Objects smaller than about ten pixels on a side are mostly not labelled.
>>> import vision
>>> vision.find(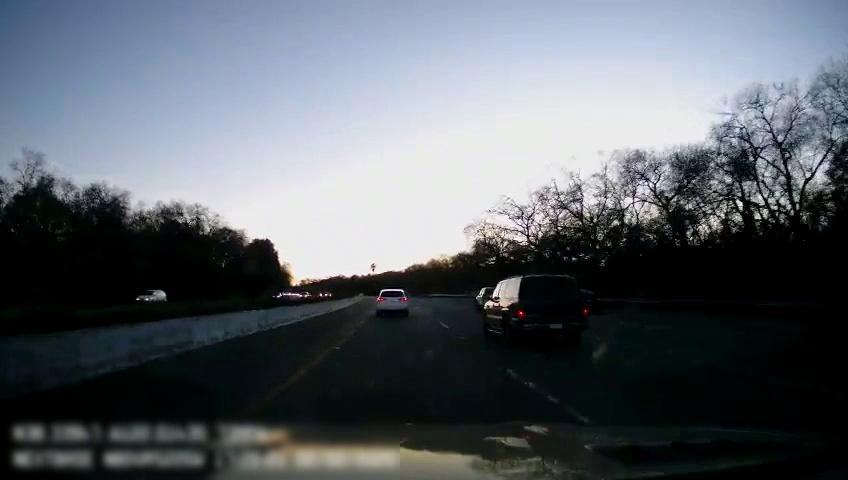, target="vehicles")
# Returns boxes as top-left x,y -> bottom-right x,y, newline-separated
136,289 -> 167,306
474,287 -> 496,312
580,289 -> 600,314
481,274 -> 589,349
375,289 -> 409,318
